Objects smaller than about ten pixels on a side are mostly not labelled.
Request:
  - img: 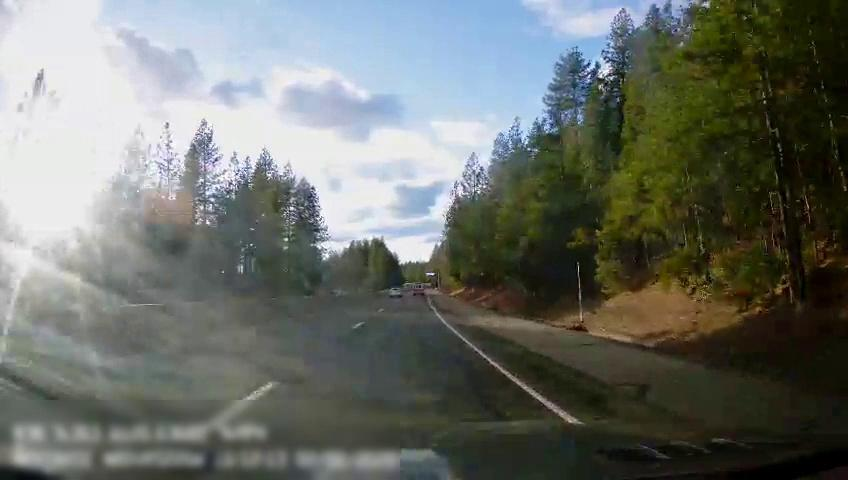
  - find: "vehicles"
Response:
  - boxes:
[388,287,403,299]
[411,282,426,297]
